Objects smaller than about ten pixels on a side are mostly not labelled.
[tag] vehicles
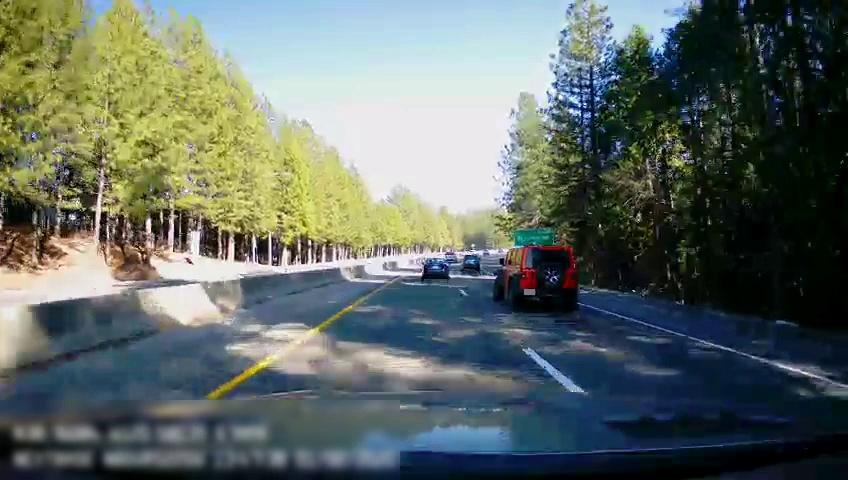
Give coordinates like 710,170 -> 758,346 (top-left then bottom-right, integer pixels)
463,255 -> 481,271
493,245 -> 579,314
421,257 -> 450,281
443,252 -> 457,263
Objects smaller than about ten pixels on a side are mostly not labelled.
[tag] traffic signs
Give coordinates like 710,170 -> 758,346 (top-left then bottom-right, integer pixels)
512,226 -> 557,249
